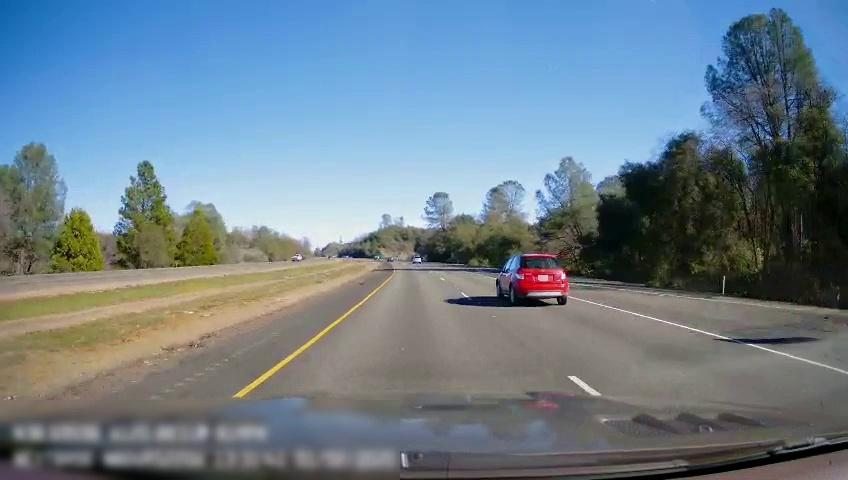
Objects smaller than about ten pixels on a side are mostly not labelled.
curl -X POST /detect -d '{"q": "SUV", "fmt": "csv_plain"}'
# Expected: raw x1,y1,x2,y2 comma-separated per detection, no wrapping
412,256,422,264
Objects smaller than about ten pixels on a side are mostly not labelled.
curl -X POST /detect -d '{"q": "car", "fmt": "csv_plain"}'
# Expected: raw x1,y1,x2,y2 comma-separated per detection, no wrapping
495,253,569,307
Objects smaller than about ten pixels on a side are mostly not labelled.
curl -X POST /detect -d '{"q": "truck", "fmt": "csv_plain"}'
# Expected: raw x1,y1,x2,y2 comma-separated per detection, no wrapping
291,254,303,262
